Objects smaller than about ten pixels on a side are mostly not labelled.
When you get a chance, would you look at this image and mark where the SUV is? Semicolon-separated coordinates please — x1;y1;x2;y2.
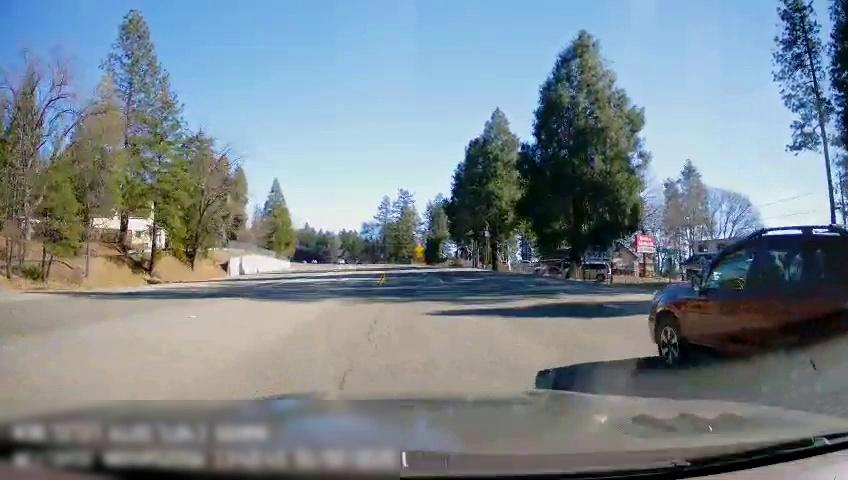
646;224;848;369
